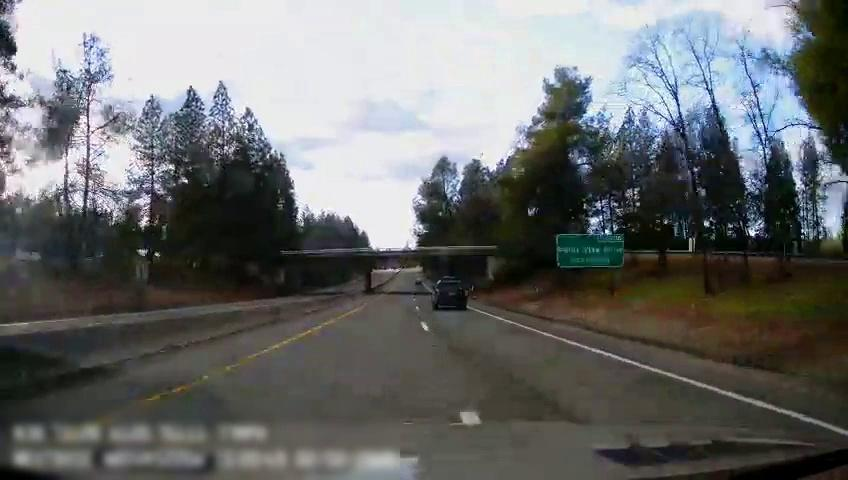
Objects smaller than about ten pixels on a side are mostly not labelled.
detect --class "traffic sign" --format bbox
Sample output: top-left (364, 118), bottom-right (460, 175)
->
top-left (555, 233), bottom-right (625, 268)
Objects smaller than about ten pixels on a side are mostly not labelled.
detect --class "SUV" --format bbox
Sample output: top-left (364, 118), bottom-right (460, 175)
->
top-left (431, 276), bottom-right (467, 310)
